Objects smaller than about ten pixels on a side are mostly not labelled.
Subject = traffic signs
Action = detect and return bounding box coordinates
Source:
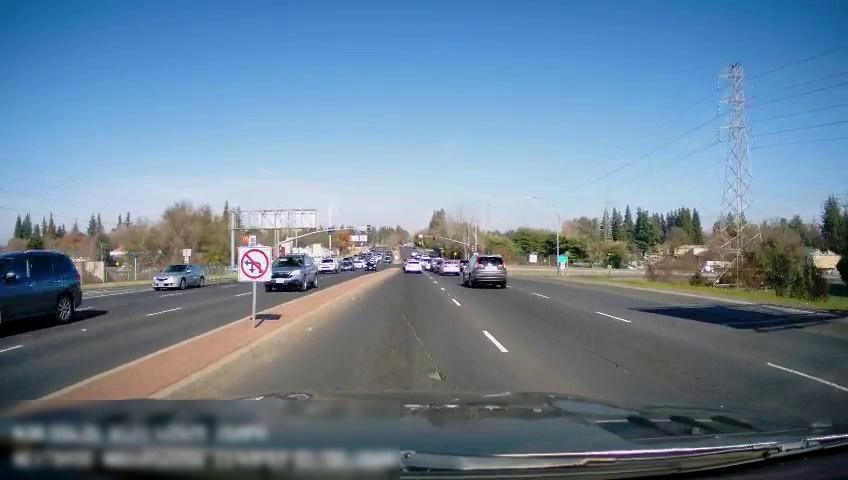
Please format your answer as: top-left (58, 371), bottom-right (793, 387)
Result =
top-left (238, 246), bottom-right (273, 281)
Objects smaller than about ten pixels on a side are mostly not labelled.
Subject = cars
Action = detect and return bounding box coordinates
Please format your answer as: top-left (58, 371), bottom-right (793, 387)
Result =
top-left (440, 260), bottom-right (460, 276)
top-left (151, 263), bottom-right (207, 292)
top-left (340, 261), bottom-right (355, 272)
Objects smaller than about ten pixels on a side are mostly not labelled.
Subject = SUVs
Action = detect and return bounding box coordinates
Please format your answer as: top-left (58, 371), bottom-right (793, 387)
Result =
top-left (404, 259), bottom-right (423, 274)
top-left (317, 257), bottom-right (341, 275)
top-left (262, 254), bottom-right (320, 293)
top-left (0, 249), bottom-right (83, 335)
top-left (463, 254), bottom-right (507, 290)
